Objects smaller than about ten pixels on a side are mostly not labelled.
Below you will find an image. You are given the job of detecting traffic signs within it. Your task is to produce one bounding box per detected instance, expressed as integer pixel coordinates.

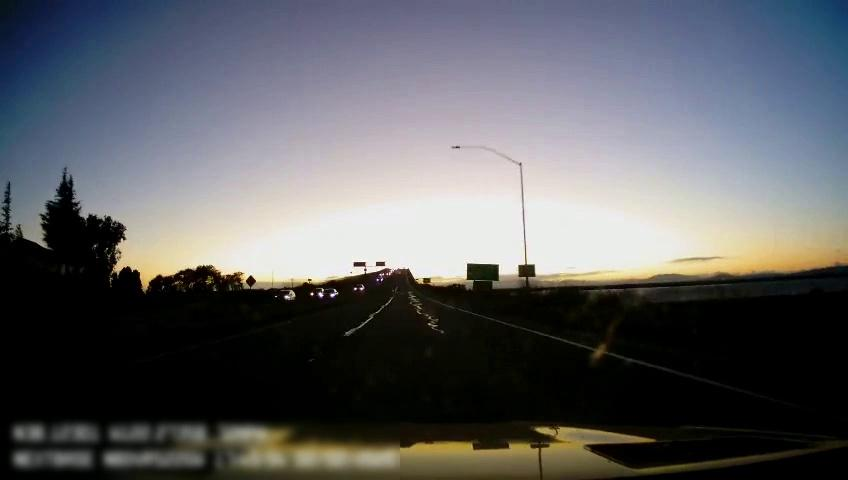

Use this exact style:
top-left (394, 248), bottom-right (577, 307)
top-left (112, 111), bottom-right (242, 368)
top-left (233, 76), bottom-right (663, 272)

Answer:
top-left (466, 262), bottom-right (500, 282)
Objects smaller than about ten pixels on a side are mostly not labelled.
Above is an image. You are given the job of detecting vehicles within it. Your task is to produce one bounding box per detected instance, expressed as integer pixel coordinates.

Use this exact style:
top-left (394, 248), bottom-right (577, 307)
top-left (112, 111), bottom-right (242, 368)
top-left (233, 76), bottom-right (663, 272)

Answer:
top-left (274, 289), bottom-right (296, 301)
top-left (353, 283), bottom-right (366, 292)
top-left (308, 287), bottom-right (325, 300)
top-left (319, 288), bottom-right (339, 299)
